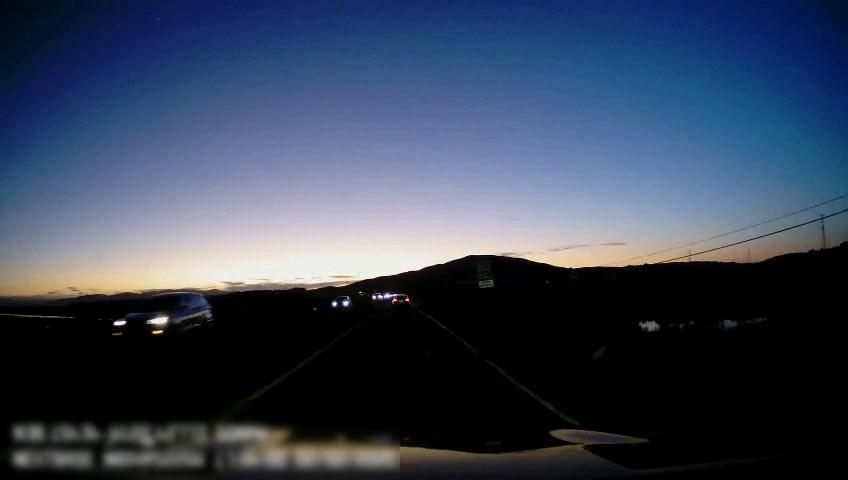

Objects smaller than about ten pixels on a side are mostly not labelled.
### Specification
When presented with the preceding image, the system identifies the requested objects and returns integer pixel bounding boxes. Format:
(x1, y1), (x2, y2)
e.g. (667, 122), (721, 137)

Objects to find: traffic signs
(478, 279), (495, 289)
(476, 259), (493, 280)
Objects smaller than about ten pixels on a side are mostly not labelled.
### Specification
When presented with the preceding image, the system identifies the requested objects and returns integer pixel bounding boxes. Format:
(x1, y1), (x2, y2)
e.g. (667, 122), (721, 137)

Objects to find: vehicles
(391, 295), (411, 310)
(110, 291), (214, 346)
(371, 292), (384, 301)
(331, 295), (352, 309)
